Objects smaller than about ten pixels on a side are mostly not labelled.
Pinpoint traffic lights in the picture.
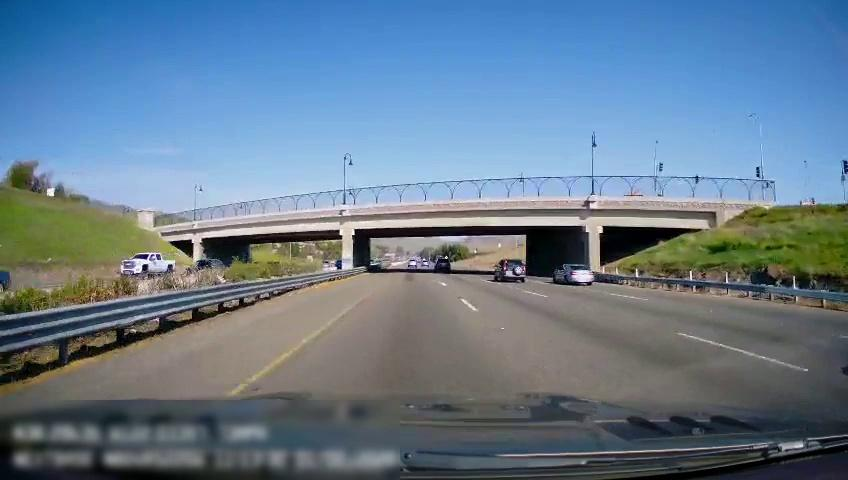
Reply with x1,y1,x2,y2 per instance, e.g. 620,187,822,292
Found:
840,159,848,181
755,165,761,179
658,161,664,173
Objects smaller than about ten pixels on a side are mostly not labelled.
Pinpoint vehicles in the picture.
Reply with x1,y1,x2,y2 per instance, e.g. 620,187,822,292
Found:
120,252,176,281
493,258,527,283
434,258,451,272
434,254,443,264
552,263,594,286
407,258,418,268
0,270,11,294
190,258,228,273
